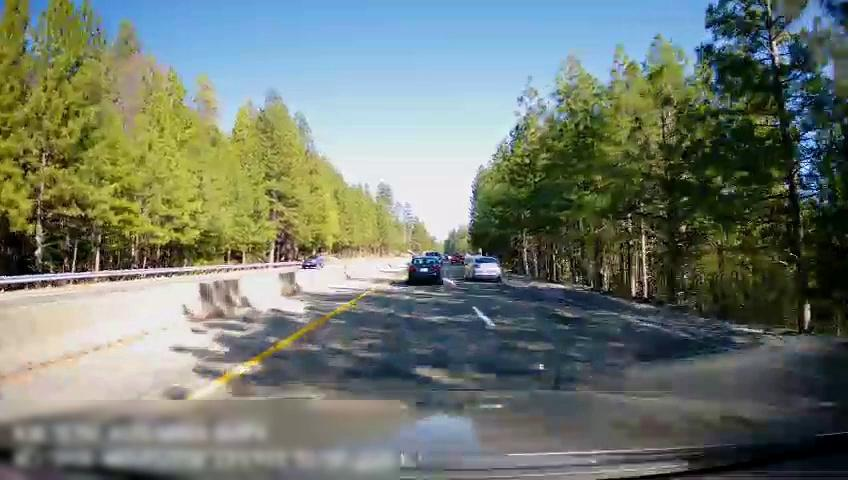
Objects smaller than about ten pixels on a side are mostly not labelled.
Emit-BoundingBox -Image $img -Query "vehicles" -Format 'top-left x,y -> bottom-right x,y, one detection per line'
420,251 -> 441,264
302,256 -> 324,270
467,256 -> 503,283
450,254 -> 464,266
408,256 -> 442,285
